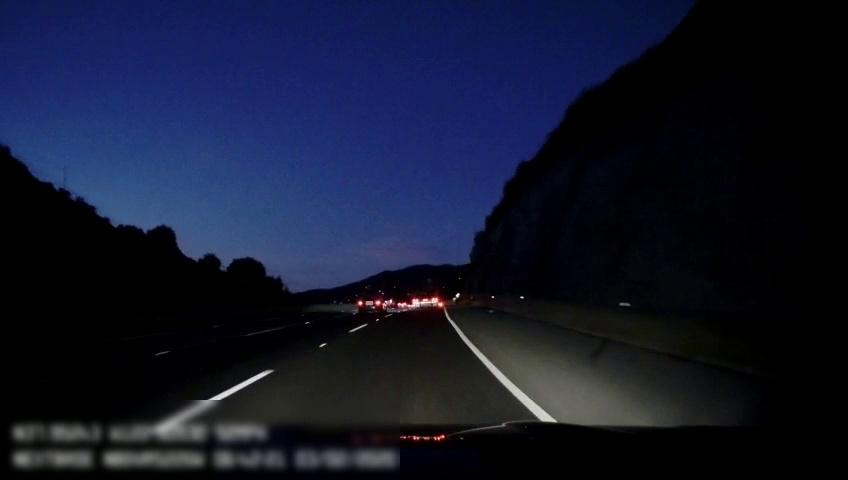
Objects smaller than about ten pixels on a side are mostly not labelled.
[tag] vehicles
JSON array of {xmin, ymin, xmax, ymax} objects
[
  {"xmin": 384, "ymin": 296, "xmax": 396, "ymax": 309},
  {"xmin": 358, "ymin": 294, "xmax": 388, "ymax": 316},
  {"xmin": 417, "ymin": 276, "xmax": 446, "ymax": 309}
]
